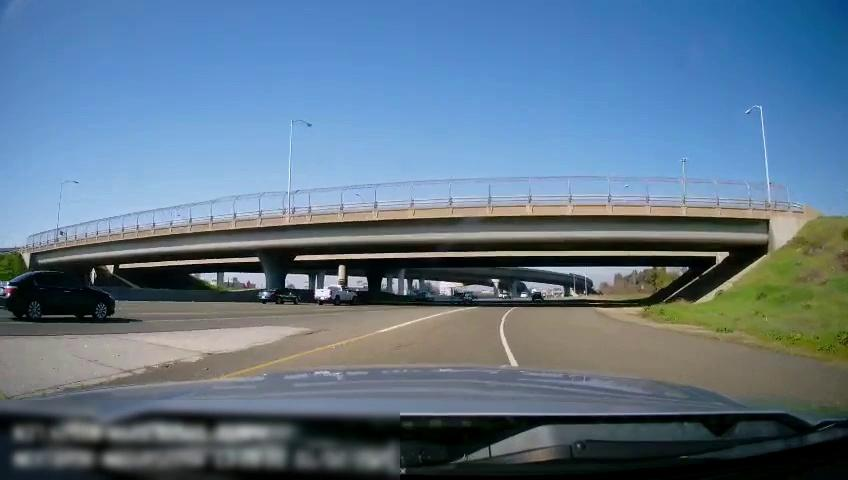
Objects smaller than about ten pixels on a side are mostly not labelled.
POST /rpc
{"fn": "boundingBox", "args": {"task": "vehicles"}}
[255,286,301,305]
[531,291,545,302]
[453,291,474,307]
[0,271,116,324]
[313,283,362,307]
